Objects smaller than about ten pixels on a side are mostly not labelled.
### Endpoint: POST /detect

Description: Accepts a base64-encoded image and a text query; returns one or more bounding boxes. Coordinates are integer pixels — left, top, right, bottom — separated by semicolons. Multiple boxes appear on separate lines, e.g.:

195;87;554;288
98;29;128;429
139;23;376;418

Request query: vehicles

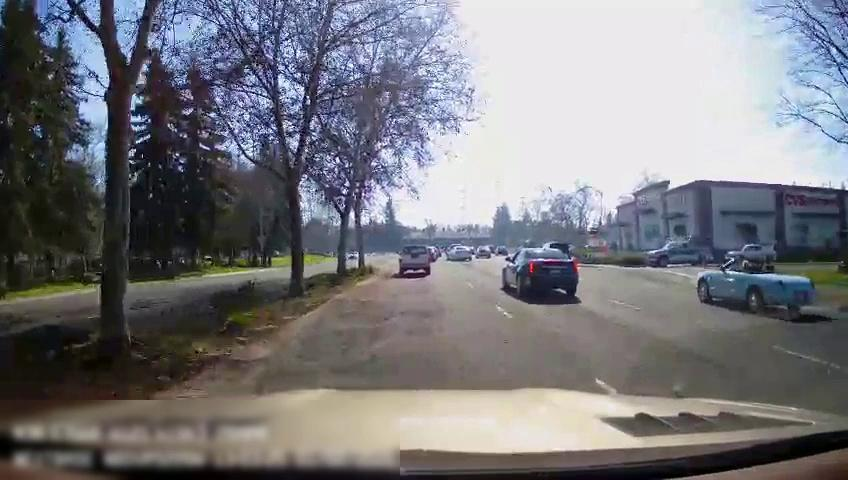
398;244;436;276
693;247;818;317
494;246;508;257
427;245;439;262
724;240;777;263
446;245;473;262
645;241;714;267
347;251;359;259
549;242;569;252
501;247;579;300
475;245;492;260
